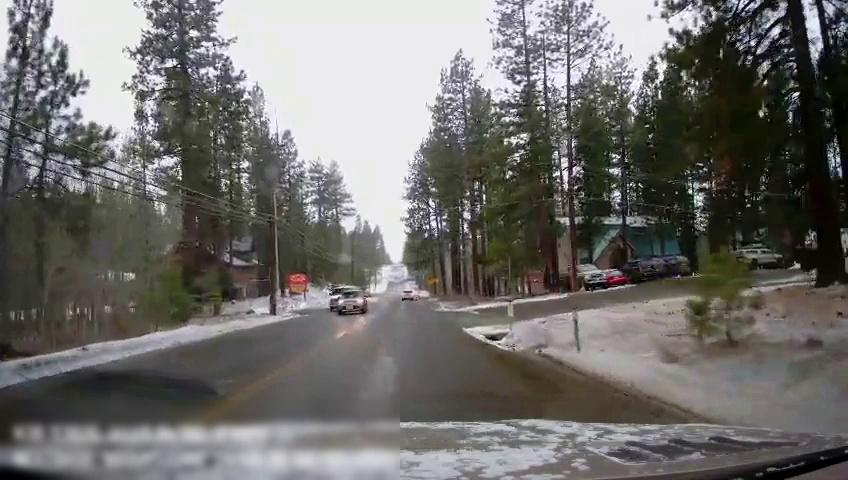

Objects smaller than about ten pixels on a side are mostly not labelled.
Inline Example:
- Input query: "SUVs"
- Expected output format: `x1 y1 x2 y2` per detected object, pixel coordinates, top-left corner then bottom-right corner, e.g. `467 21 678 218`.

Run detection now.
337 288 370 316
399 288 416 303
575 263 609 291
633 256 679 280
739 248 787 269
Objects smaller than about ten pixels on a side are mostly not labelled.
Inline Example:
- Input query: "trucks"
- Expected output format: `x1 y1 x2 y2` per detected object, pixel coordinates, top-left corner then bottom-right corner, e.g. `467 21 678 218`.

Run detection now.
327 285 357 312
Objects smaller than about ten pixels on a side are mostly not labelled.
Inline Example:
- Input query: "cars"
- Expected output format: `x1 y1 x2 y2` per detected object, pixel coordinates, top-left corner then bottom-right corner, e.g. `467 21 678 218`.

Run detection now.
601 268 626 287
